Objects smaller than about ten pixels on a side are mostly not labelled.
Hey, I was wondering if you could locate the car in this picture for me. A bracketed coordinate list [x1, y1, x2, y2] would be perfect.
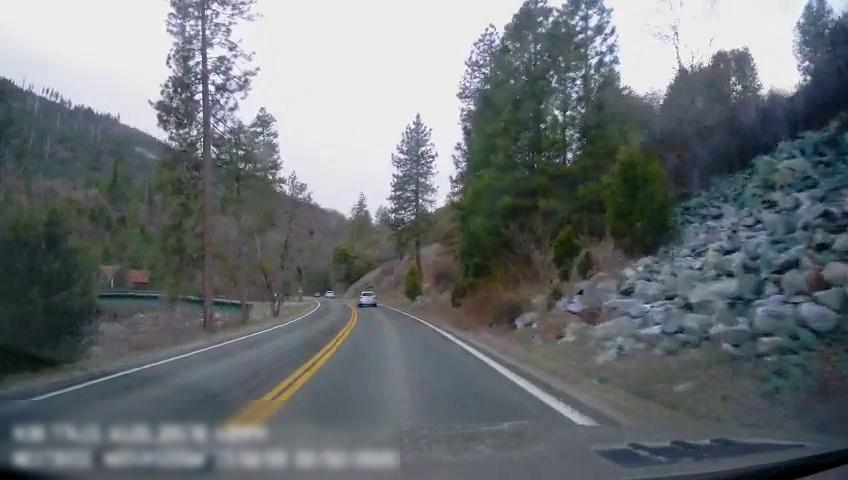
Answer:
[358, 291, 377, 307]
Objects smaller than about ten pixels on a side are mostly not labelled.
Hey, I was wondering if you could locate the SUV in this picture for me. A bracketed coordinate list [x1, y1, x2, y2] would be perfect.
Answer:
[324, 290, 335, 299]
